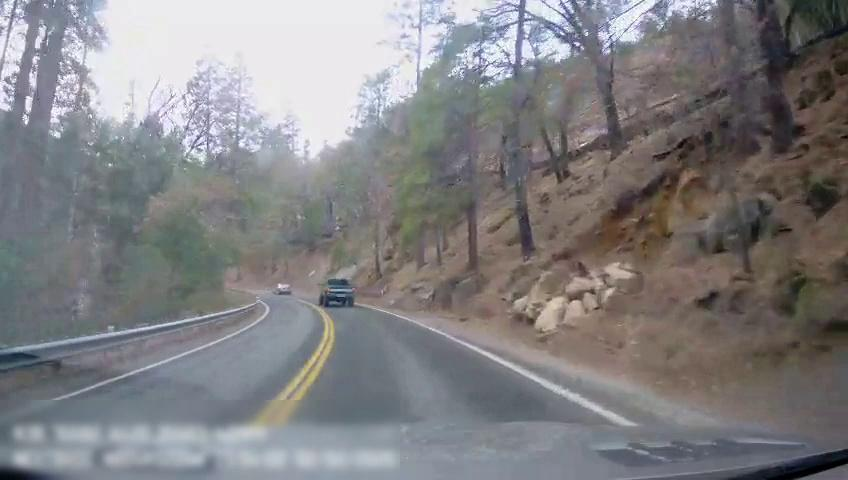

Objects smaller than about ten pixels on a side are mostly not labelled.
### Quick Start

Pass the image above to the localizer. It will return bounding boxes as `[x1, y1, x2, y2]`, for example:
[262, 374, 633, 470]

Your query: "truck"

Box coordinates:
[318, 277, 356, 308]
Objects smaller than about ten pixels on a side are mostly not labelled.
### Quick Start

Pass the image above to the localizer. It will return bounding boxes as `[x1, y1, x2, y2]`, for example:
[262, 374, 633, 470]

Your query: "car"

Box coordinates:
[273, 283, 293, 295]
